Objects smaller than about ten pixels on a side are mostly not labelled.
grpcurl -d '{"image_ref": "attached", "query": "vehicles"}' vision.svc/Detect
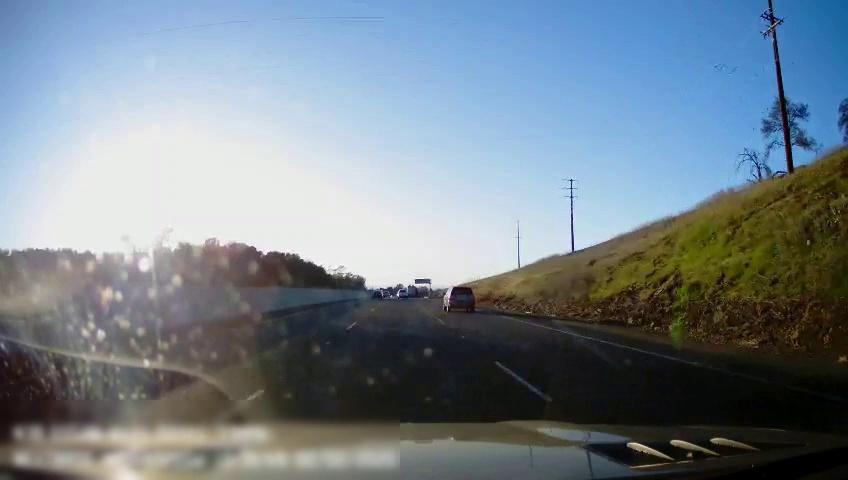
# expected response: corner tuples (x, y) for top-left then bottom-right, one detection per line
(408, 285), (416, 297)
(396, 288), (408, 299)
(443, 286), (476, 312)
(372, 290), (383, 299)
